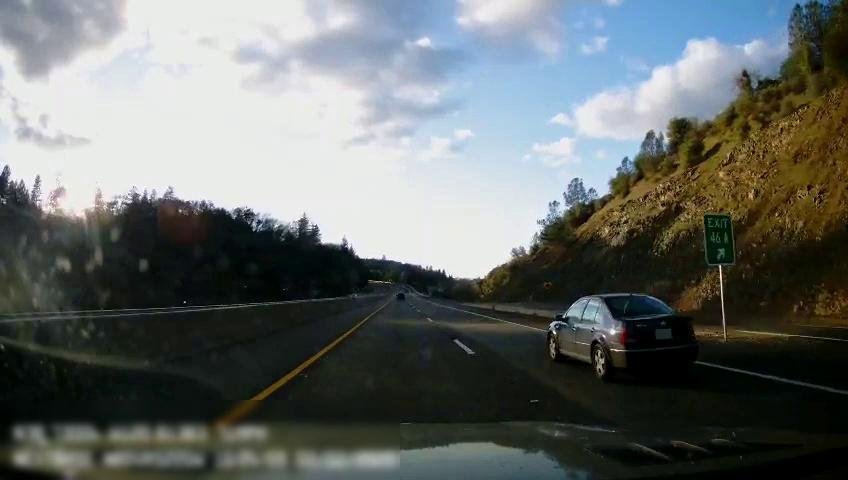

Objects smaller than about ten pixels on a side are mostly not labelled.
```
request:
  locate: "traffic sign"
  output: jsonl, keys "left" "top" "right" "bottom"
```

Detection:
{"left": 702, "top": 211, "right": 737, "bottom": 268}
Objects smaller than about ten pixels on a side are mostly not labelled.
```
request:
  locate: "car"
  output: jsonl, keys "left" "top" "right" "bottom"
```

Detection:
{"left": 547, "top": 293, "right": 699, "bottom": 382}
